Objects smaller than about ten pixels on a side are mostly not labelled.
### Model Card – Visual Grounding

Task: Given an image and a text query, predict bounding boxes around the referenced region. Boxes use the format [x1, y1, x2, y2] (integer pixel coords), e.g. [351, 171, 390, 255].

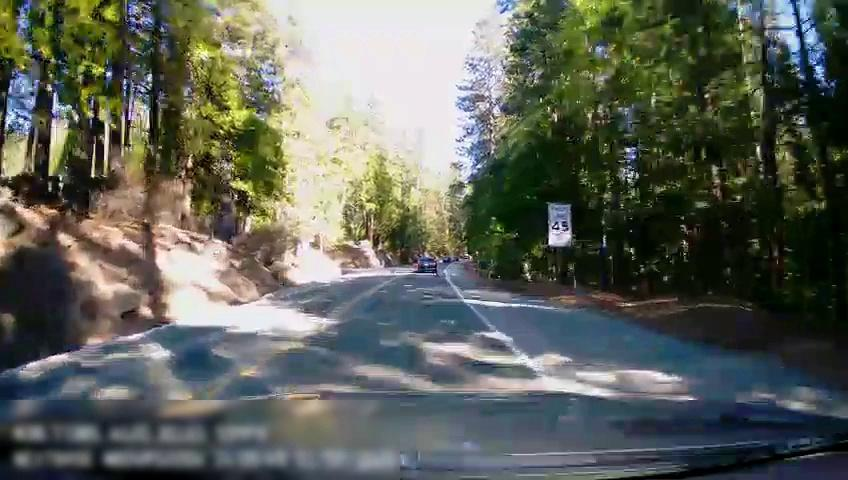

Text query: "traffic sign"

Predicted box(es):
[547, 202, 573, 248]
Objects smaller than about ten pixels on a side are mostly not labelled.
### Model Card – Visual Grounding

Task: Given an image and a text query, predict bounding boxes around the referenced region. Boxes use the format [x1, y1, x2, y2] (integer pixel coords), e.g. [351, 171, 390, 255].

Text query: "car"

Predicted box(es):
[416, 256, 439, 274]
